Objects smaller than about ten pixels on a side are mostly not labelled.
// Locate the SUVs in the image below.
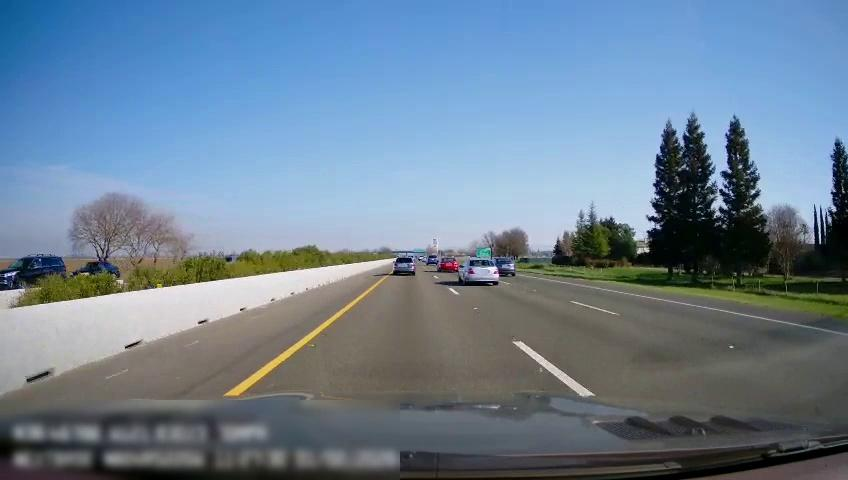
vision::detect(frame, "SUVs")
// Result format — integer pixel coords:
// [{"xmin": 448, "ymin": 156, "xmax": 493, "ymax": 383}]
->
[
  {"xmin": 425, "ymin": 255, "xmax": 440, "ymax": 267},
  {"xmin": 393, "ymin": 256, "xmax": 416, "ymax": 277},
  {"xmin": 0, "ymin": 255, "xmax": 69, "ymax": 291}
]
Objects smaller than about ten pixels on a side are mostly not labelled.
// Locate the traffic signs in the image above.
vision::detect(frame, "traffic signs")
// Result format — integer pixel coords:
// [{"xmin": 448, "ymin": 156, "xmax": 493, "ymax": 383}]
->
[{"xmin": 474, "ymin": 247, "xmax": 491, "ymax": 259}]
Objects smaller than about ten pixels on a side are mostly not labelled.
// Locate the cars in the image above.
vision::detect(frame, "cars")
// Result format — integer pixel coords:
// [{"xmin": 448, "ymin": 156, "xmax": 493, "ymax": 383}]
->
[
  {"xmin": 435, "ymin": 256, "xmax": 459, "ymax": 273},
  {"xmin": 68, "ymin": 261, "xmax": 122, "ymax": 281},
  {"xmin": 491, "ymin": 257, "xmax": 516, "ymax": 278},
  {"xmin": 457, "ymin": 257, "xmax": 500, "ymax": 286}
]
